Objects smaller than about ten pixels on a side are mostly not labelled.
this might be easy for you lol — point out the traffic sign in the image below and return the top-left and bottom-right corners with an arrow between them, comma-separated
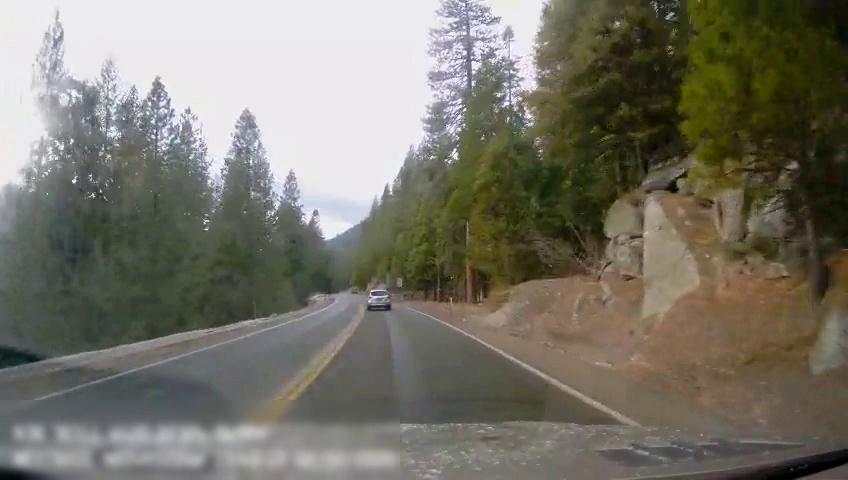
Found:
396,277 -> 403,288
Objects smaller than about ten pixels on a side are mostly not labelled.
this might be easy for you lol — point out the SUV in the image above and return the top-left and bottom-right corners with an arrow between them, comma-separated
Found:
366,289 -> 392,311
